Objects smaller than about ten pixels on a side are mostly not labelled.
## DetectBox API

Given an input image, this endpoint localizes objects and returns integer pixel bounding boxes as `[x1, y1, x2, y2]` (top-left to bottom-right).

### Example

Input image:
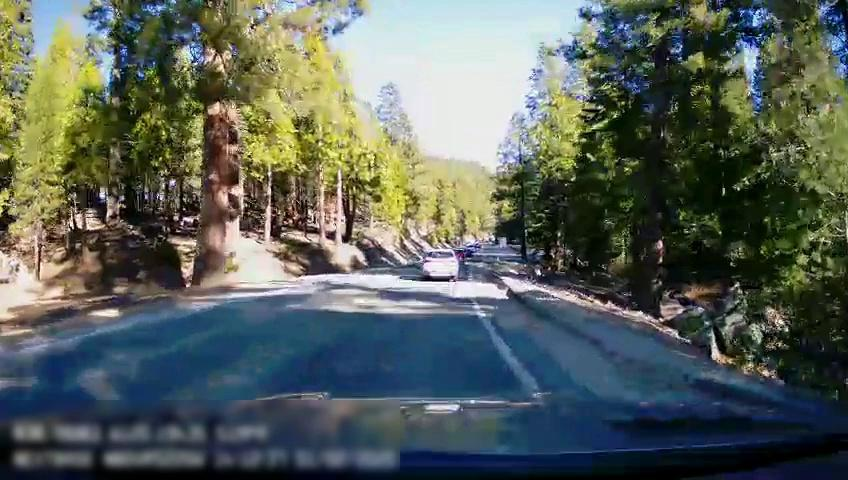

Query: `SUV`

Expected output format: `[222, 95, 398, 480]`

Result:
[422, 248, 459, 282]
